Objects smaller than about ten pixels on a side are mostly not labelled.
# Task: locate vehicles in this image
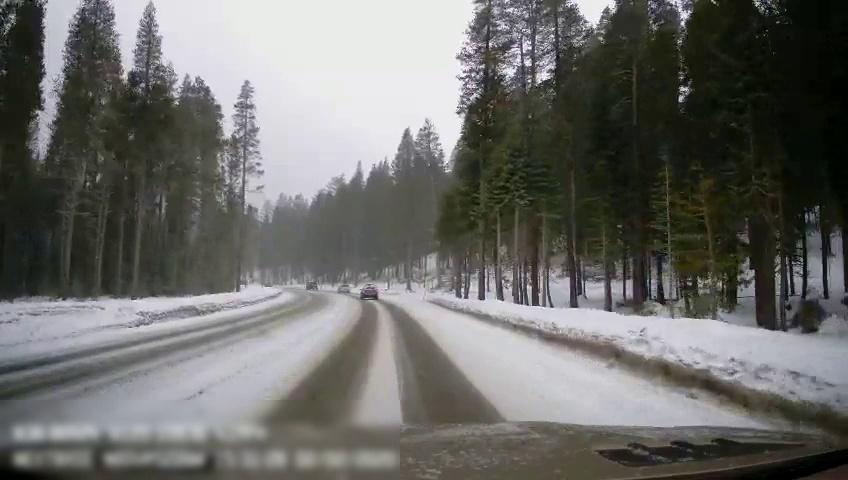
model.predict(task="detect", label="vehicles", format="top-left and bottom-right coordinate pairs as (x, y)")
top-left (306, 281), bottom-right (318, 290)
top-left (337, 284), bottom-right (350, 294)
top-left (359, 283), bottom-right (379, 301)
